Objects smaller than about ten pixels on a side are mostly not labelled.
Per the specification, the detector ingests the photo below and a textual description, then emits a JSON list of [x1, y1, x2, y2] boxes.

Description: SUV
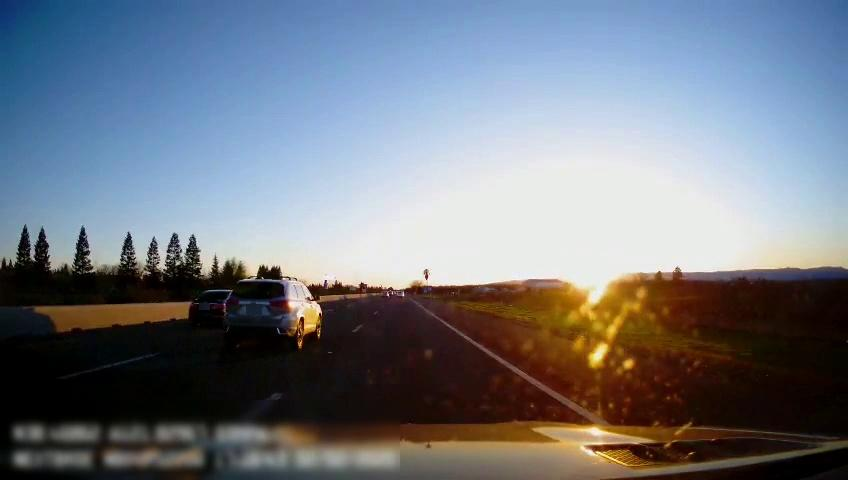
[[224, 275, 324, 350]]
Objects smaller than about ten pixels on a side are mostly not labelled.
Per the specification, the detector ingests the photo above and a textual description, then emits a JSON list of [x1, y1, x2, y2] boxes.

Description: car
[[188, 289, 232, 329]]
